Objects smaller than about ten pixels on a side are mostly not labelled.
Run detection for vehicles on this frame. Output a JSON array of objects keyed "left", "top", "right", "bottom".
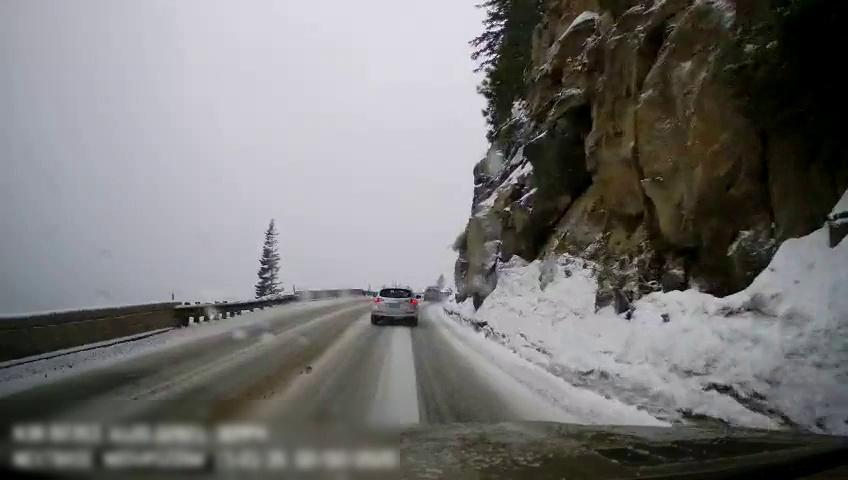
[
  {"left": 370, "top": 287, "right": 423, "bottom": 327},
  {"left": 423, "top": 287, "right": 442, "bottom": 301}
]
